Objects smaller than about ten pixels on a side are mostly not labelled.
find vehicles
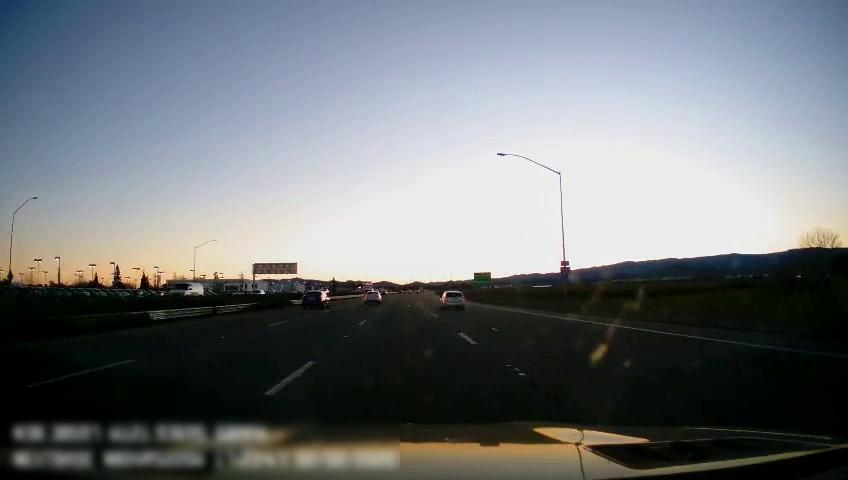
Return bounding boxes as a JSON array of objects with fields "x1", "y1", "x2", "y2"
[
  {"x1": 251, "y1": 289, "x2": 266, "y2": 297},
  {"x1": 168, "y1": 283, "x2": 204, "y2": 296},
  {"x1": 363, "y1": 290, "x2": 382, "y2": 305},
  {"x1": 301, "y1": 290, "x2": 332, "y2": 310},
  {"x1": 439, "y1": 291, "x2": 466, "y2": 311}
]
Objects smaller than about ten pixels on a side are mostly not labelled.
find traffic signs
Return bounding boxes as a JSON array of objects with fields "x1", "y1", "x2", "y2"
[{"x1": 473, "y1": 272, "x2": 492, "y2": 288}]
